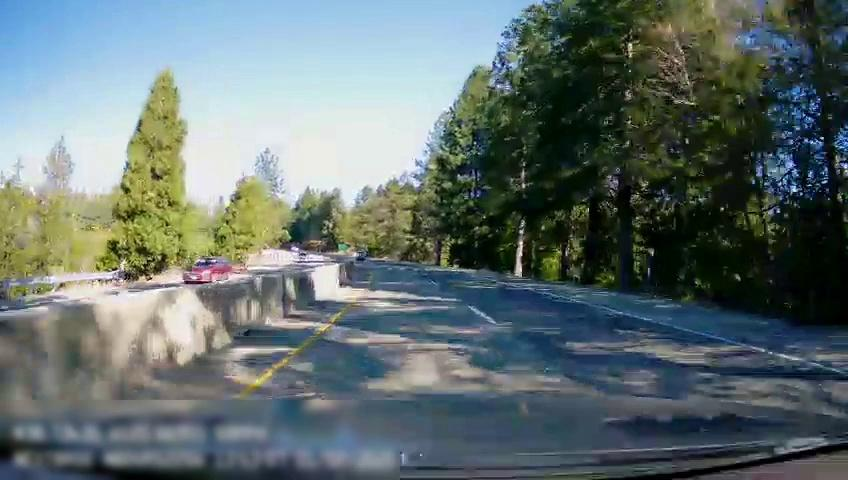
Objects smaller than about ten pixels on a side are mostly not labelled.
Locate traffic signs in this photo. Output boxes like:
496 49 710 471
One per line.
338 244 349 251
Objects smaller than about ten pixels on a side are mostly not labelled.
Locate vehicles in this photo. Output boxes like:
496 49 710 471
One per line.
355 252 368 264
182 255 233 286
294 252 313 264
